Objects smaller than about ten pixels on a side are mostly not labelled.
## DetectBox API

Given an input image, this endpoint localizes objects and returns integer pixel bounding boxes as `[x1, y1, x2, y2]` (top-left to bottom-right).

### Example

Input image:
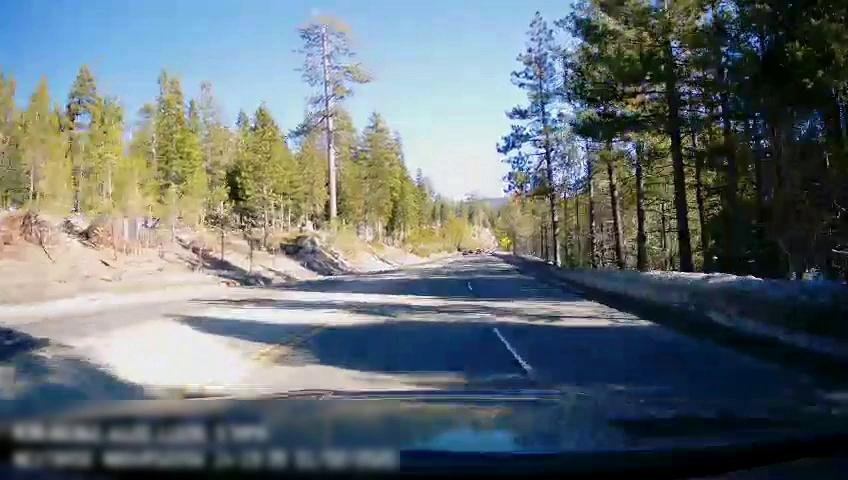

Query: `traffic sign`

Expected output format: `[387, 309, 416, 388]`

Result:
[502, 236, 512, 249]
